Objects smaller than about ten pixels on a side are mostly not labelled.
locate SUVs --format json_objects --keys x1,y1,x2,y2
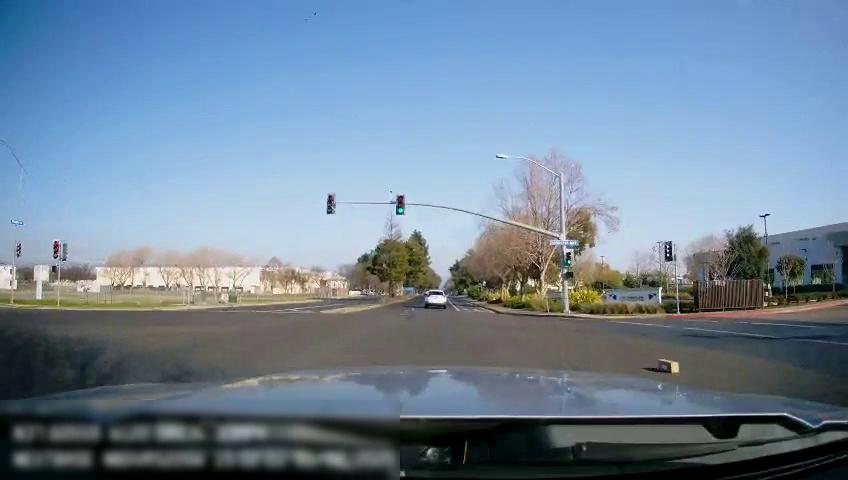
[{"x1": 424, "y1": 288, "x2": 448, "y2": 310}]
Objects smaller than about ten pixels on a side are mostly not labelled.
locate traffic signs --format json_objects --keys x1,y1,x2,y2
[
  {"x1": 402, "y1": 287, "x2": 415, "y2": 294},
  {"x1": 552, "y1": 239, "x2": 577, "y2": 246}
]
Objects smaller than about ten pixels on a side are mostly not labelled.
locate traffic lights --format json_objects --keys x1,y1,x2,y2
[
  {"x1": 564, "y1": 251, "x2": 574, "y2": 267},
  {"x1": 663, "y1": 242, "x2": 672, "y2": 263},
  {"x1": 14, "y1": 241, "x2": 23, "y2": 258},
  {"x1": 51, "y1": 238, "x2": 60, "y2": 261},
  {"x1": 61, "y1": 241, "x2": 68, "y2": 262},
  {"x1": 395, "y1": 193, "x2": 406, "y2": 216},
  {"x1": 325, "y1": 192, "x2": 336, "y2": 216}
]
